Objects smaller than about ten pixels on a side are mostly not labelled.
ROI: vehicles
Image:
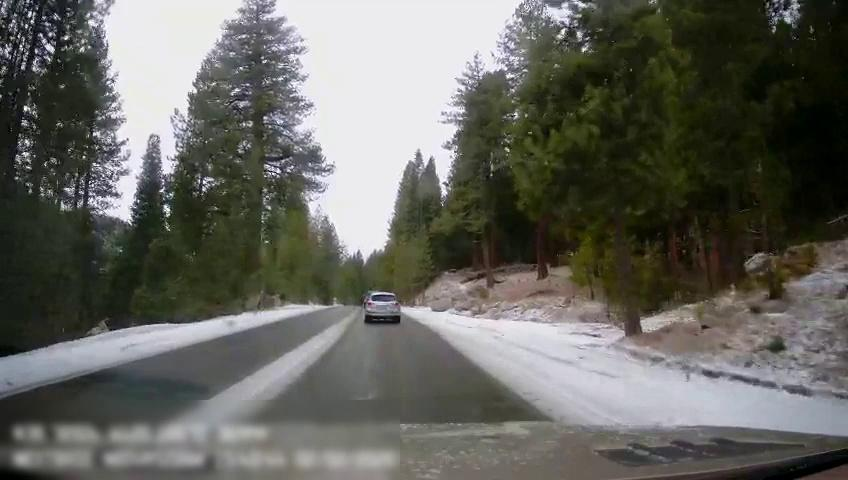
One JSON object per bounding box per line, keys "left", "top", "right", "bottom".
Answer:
{"left": 363, "top": 291, "right": 383, "bottom": 308}
{"left": 365, "top": 292, "right": 401, "bottom": 323}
